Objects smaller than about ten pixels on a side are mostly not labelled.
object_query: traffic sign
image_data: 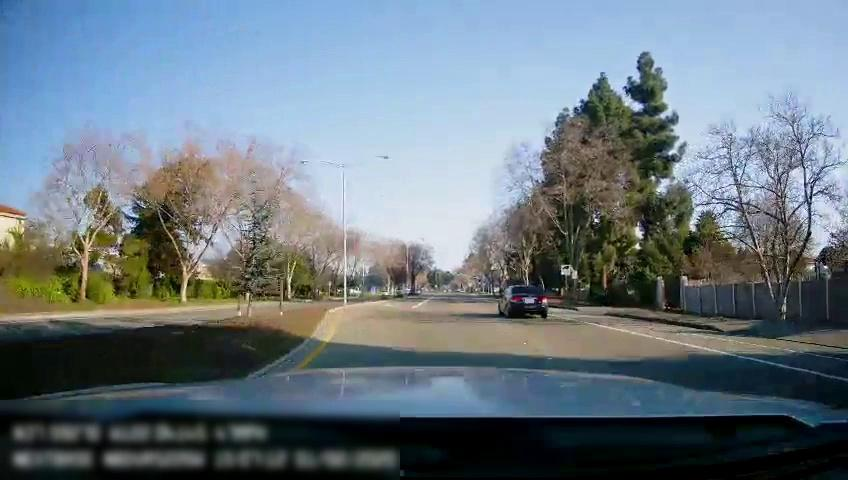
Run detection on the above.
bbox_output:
[560,265,572,276]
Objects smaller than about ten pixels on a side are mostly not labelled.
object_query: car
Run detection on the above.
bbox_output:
[497,284,548,319]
